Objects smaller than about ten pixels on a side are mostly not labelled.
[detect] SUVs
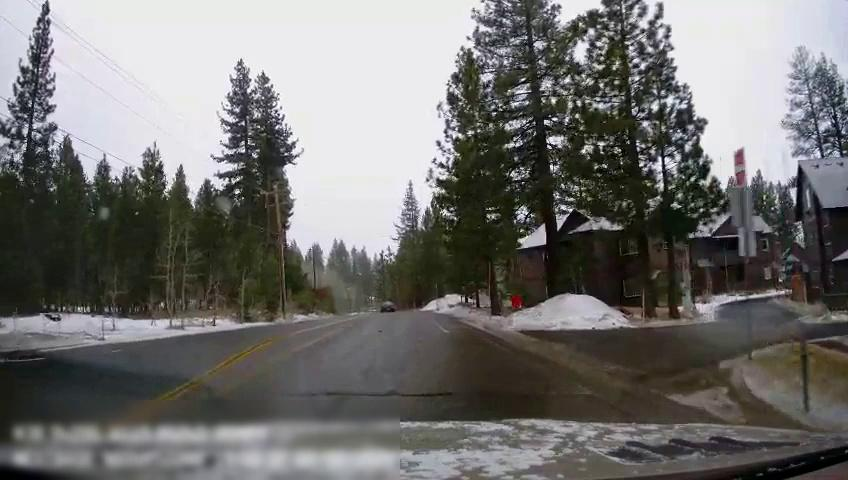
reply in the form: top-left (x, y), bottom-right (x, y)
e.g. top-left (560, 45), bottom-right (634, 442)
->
top-left (510, 288), bottom-right (526, 313)
top-left (380, 300), bottom-right (397, 314)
